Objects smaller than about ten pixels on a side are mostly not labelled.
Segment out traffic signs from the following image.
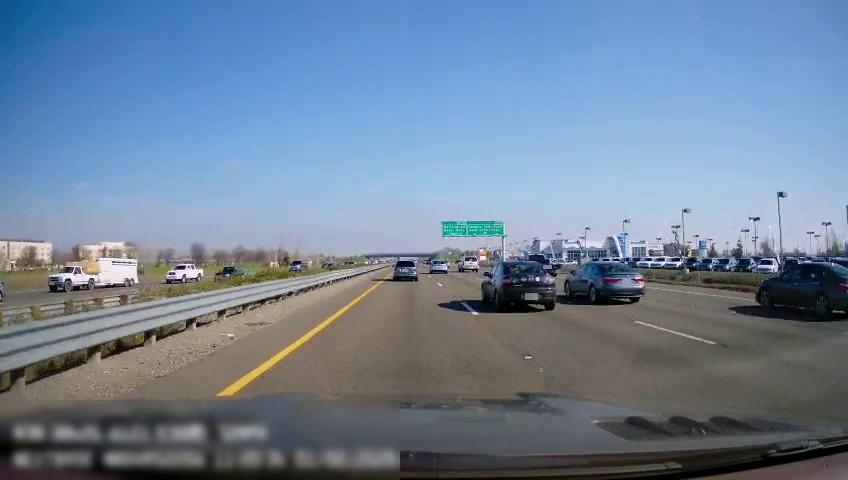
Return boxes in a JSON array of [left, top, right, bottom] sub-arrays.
[[440, 219, 506, 238]]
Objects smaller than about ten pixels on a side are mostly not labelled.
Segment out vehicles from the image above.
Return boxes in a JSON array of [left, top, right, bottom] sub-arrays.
[[563, 261, 645, 305], [392, 260, 419, 282], [518, 254, 562, 273], [165, 263, 204, 285], [756, 261, 848, 320], [479, 260, 557, 313], [288, 260, 309, 273], [213, 266, 247, 283], [0, 279, 9, 304], [48, 258, 138, 293], [457, 255, 479, 273], [429, 259, 448, 275]]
